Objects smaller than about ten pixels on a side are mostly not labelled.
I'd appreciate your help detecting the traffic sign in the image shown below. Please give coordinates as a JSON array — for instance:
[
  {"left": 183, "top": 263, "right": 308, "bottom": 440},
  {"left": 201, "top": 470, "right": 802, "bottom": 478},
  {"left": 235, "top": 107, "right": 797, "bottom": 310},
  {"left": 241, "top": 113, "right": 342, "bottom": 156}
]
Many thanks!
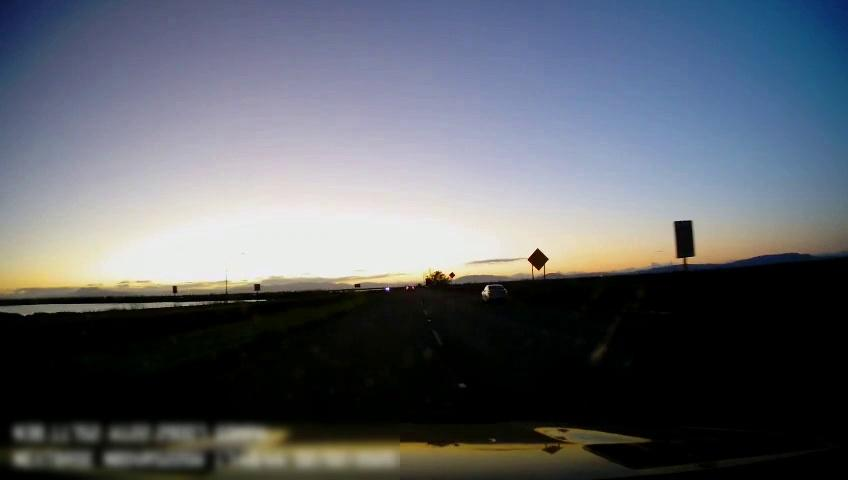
[{"left": 527, "top": 247, "right": 550, "bottom": 272}]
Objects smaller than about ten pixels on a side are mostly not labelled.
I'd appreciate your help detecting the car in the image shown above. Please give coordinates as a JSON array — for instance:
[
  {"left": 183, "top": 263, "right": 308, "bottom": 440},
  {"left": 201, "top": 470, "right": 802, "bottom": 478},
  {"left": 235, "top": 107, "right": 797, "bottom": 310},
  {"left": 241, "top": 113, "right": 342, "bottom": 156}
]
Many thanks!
[{"left": 481, "top": 284, "right": 509, "bottom": 303}]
